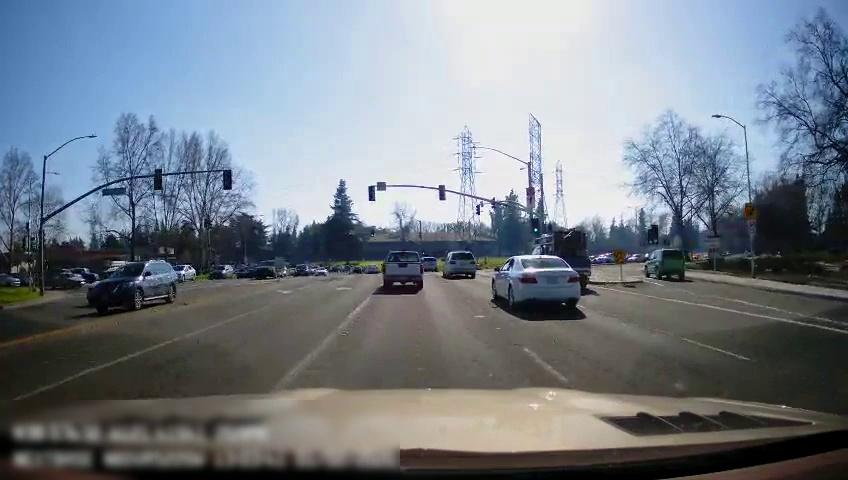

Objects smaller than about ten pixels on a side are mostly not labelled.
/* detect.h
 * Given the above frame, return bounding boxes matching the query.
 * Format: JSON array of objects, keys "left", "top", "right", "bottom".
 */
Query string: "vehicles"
[
  {"left": 87, "top": 260, "right": 179, "bottom": 315},
  {"left": 254, "top": 259, "right": 287, "bottom": 280},
  {"left": 236, "top": 264, "right": 257, "bottom": 279},
  {"left": 423, "top": 256, "right": 439, "bottom": 273},
  {"left": 643, "top": 248, "right": 687, "bottom": 280},
  {"left": 292, "top": 263, "right": 314, "bottom": 277},
  {"left": 314, "top": 266, "right": 328, "bottom": 276},
  {"left": 350, "top": 264, "right": 362, "bottom": 275},
  {"left": 174, "top": 264, "right": 197, "bottom": 282},
  {"left": 382, "top": 249, "right": 424, "bottom": 292},
  {"left": 490, "top": 255, "right": 582, "bottom": 311},
  {"left": 441, "top": 251, "right": 476, "bottom": 280},
  {"left": 208, "top": 264, "right": 235, "bottom": 280},
  {"left": 45, "top": 267, "right": 87, "bottom": 290},
  {"left": 365, "top": 263, "right": 381, "bottom": 275},
  {"left": 0, "top": 272, "right": 23, "bottom": 289},
  {"left": 71, "top": 267, "right": 101, "bottom": 282},
  {"left": 598, "top": 253, "right": 617, "bottom": 264},
  {"left": 530, "top": 228, "right": 592, "bottom": 283}
]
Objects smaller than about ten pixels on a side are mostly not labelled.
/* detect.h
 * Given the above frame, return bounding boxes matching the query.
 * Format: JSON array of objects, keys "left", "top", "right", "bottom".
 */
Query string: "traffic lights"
[
  {"left": 474, "top": 204, "right": 482, "bottom": 217},
  {"left": 647, "top": 223, "right": 661, "bottom": 248},
  {"left": 437, "top": 184, "right": 447, "bottom": 202},
  {"left": 222, "top": 168, "right": 233, "bottom": 191},
  {"left": 152, "top": 167, "right": 163, "bottom": 192},
  {"left": 530, "top": 217, "right": 541, "bottom": 235},
  {"left": 368, "top": 184, "right": 376, "bottom": 202}
]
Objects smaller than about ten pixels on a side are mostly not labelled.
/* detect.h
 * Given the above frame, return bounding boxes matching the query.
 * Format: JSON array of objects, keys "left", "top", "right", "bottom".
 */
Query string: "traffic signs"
[
  {"left": 613, "top": 249, "right": 626, "bottom": 265},
  {"left": 376, "top": 181, "right": 387, "bottom": 192}
]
